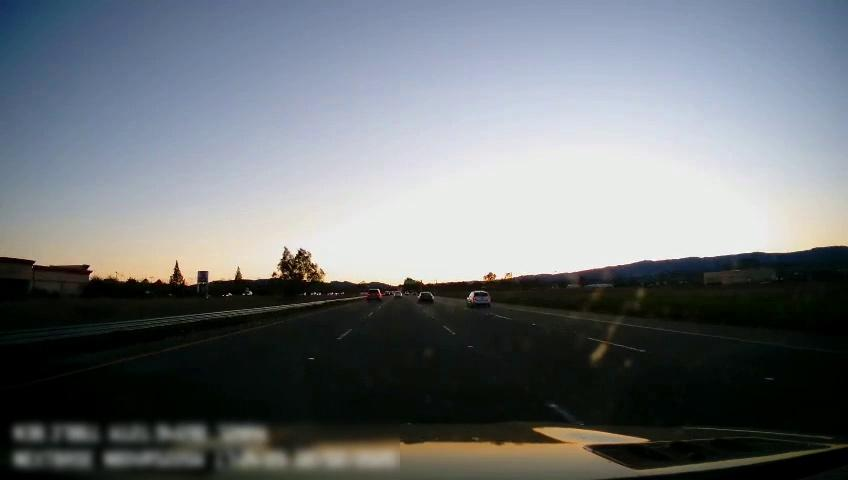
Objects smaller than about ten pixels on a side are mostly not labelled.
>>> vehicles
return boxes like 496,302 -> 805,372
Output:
242,290 -> 254,297
466,290 -> 491,308
222,292 -> 232,298
417,292 -> 435,306
366,289 -> 382,303
393,291 -> 403,300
